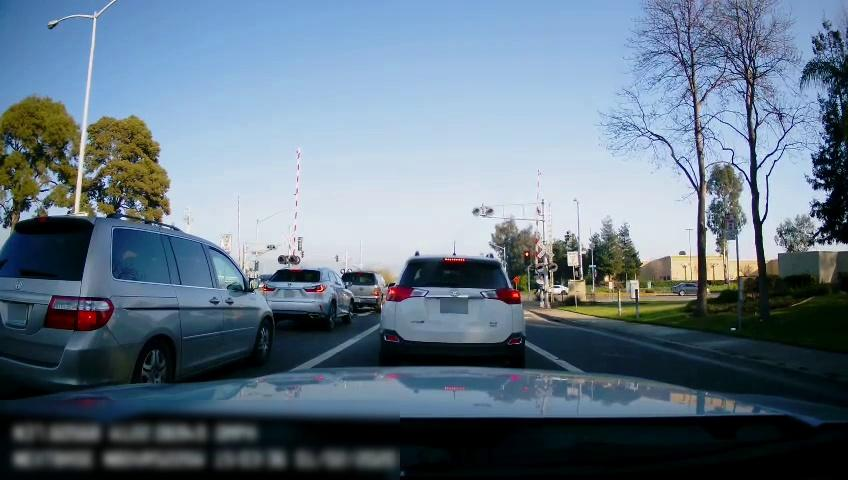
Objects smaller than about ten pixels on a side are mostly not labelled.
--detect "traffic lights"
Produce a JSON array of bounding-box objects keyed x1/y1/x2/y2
[
  {"x1": 564, "y1": 231, "x2": 570, "y2": 245},
  {"x1": 297, "y1": 236, "x2": 303, "y2": 252},
  {"x1": 523, "y1": 250, "x2": 531, "y2": 265},
  {"x1": 289, "y1": 255, "x2": 301, "y2": 265},
  {"x1": 277, "y1": 255, "x2": 290, "y2": 265}
]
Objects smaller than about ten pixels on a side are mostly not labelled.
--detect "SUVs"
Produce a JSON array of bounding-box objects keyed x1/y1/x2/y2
[
  {"x1": 380, "y1": 250, "x2": 525, "y2": 364},
  {"x1": 261, "y1": 266, "x2": 354, "y2": 330},
  {"x1": 339, "y1": 270, "x2": 387, "y2": 313}
]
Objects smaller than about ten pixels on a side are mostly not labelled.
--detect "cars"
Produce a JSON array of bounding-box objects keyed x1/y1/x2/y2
[
  {"x1": 537, "y1": 284, "x2": 568, "y2": 296},
  {"x1": 672, "y1": 281, "x2": 711, "y2": 297}
]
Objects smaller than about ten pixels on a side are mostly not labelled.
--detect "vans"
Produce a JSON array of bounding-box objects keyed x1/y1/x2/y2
[{"x1": 0, "y1": 212, "x2": 277, "y2": 394}]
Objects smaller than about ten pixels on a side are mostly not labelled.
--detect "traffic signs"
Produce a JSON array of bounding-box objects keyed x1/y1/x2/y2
[
  {"x1": 537, "y1": 241, "x2": 553, "y2": 259},
  {"x1": 70, "y1": 211, "x2": 89, "y2": 218},
  {"x1": 567, "y1": 251, "x2": 579, "y2": 267}
]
